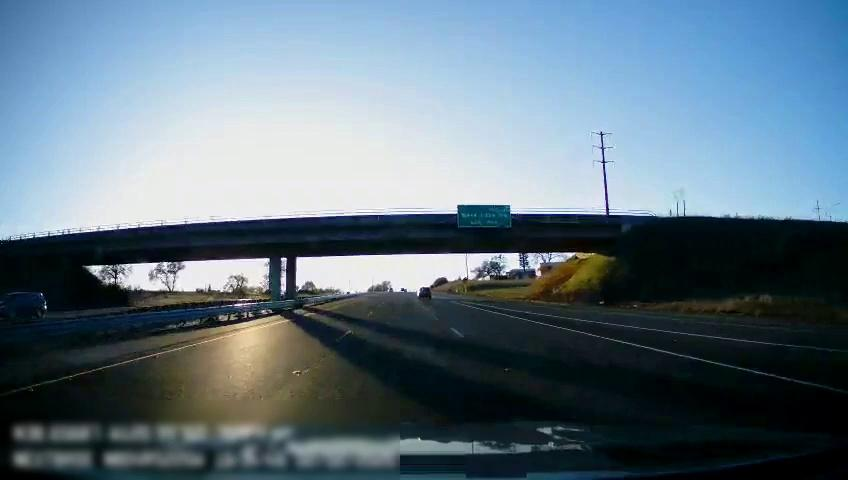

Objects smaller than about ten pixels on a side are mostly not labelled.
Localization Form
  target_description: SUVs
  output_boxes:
[0,292,48,322]
[417,287,431,299]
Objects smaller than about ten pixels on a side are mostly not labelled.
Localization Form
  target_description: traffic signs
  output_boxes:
[457,204,512,229]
